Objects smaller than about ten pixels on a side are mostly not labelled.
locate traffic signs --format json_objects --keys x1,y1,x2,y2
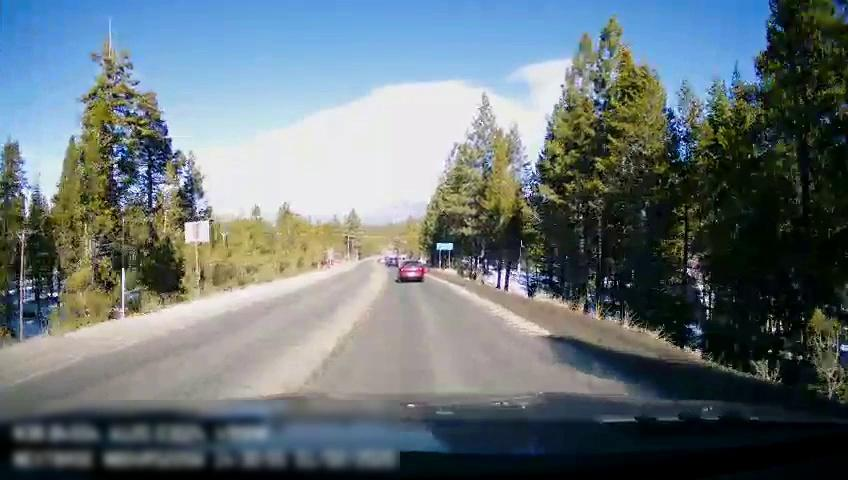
[{"x1": 436, "y1": 242, "x2": 454, "y2": 251}]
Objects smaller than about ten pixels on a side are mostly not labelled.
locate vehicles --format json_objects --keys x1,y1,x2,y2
[
  {"x1": 386, "y1": 257, "x2": 399, "y2": 266},
  {"x1": 399, "y1": 263, "x2": 423, "y2": 281}
]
